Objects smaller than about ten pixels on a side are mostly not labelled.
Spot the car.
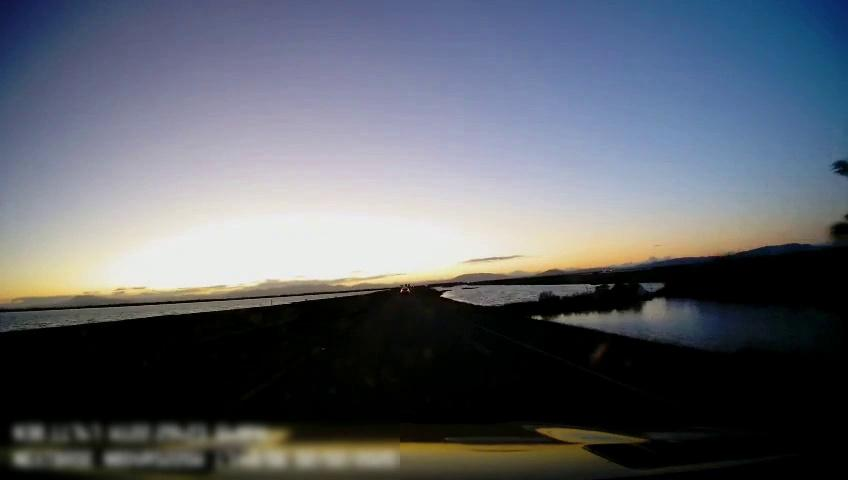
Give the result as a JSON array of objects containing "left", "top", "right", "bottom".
[{"left": 399, "top": 287, "right": 411, "bottom": 296}]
